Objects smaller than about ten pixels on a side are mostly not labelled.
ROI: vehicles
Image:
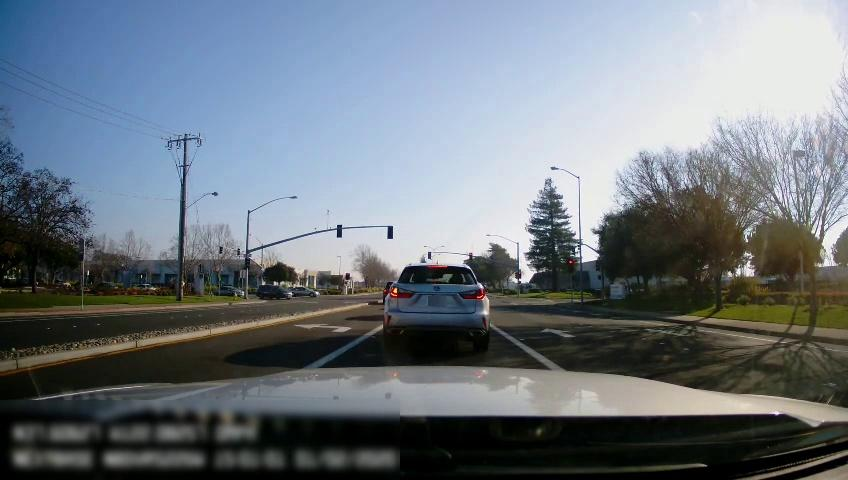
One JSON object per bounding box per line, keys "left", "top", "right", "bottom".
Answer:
{"left": 214, "top": 286, "right": 245, "bottom": 298}
{"left": 382, "top": 280, "right": 396, "bottom": 305}
{"left": 384, "top": 264, "right": 490, "bottom": 351}
{"left": 292, "top": 286, "right": 320, "bottom": 298}
{"left": 256, "top": 286, "right": 293, "bottom": 300}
